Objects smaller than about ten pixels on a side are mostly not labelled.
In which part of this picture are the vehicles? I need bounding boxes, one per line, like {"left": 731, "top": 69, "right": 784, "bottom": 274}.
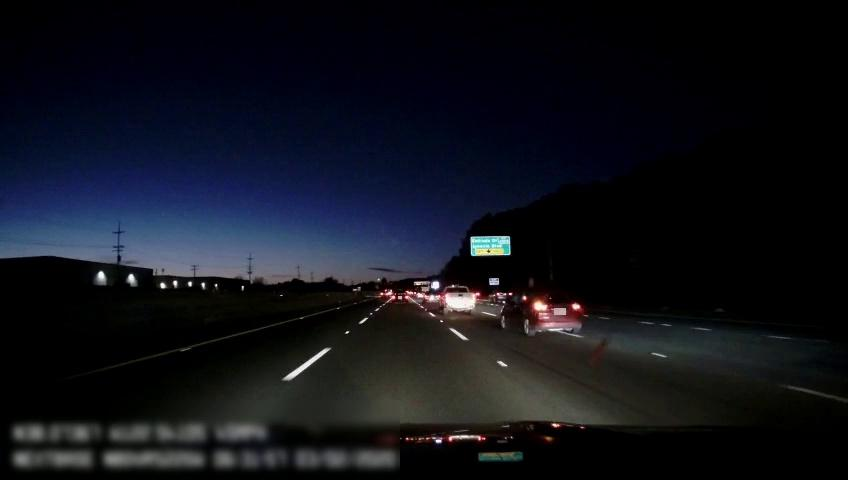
{"left": 422, "top": 288, "right": 440, "bottom": 303}
{"left": 500, "top": 288, "right": 585, "bottom": 337}
{"left": 488, "top": 289, "right": 508, "bottom": 306}
{"left": 390, "top": 292, "right": 408, "bottom": 303}
{"left": 437, "top": 286, "right": 476, "bottom": 315}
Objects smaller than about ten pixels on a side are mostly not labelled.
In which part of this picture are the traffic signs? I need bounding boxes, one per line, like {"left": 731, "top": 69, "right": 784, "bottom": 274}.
{"left": 488, "top": 278, "right": 500, "bottom": 285}
{"left": 469, "top": 236, "right": 512, "bottom": 257}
